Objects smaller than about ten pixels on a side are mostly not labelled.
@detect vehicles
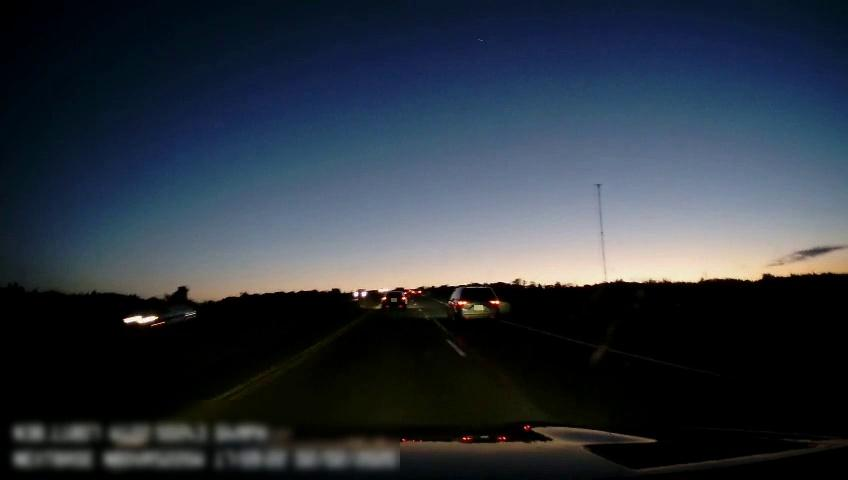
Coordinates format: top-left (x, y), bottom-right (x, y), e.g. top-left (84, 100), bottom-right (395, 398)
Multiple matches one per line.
top-left (120, 303), bottom-right (197, 335)
top-left (447, 285), bottom-right (499, 323)
top-left (382, 290), bottom-right (407, 310)
top-left (412, 289), bottom-right (423, 299)
top-left (352, 288), bottom-right (368, 301)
